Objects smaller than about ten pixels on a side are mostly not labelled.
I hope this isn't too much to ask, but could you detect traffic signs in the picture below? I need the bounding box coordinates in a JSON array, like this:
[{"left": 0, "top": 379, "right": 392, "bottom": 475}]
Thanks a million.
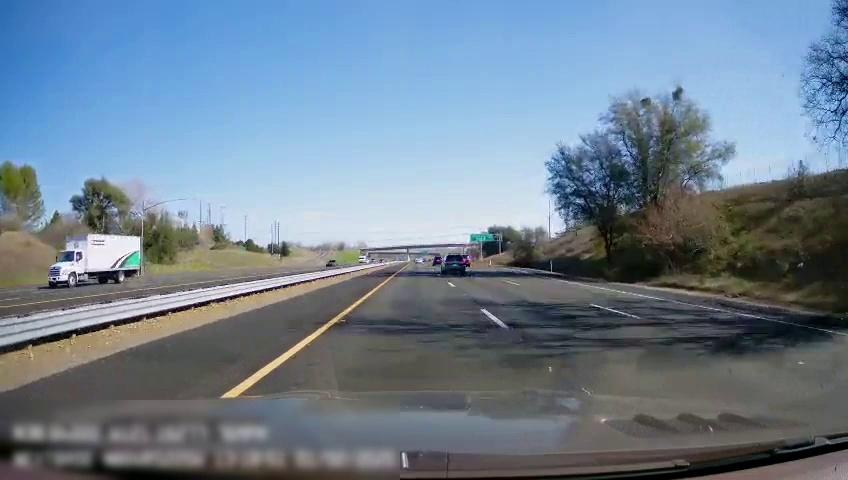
[{"left": 469, "top": 232, "right": 496, "bottom": 243}]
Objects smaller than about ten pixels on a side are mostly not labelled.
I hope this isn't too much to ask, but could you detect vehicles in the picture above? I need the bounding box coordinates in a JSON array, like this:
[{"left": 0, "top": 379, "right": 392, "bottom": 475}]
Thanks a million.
[
  {"left": 440, "top": 255, "right": 465, "bottom": 275},
  {"left": 325, "top": 259, "right": 340, "bottom": 268},
  {"left": 462, "top": 255, "right": 470, "bottom": 267},
  {"left": 432, "top": 256, "right": 443, "bottom": 267},
  {"left": 47, "top": 233, "right": 141, "bottom": 289}
]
